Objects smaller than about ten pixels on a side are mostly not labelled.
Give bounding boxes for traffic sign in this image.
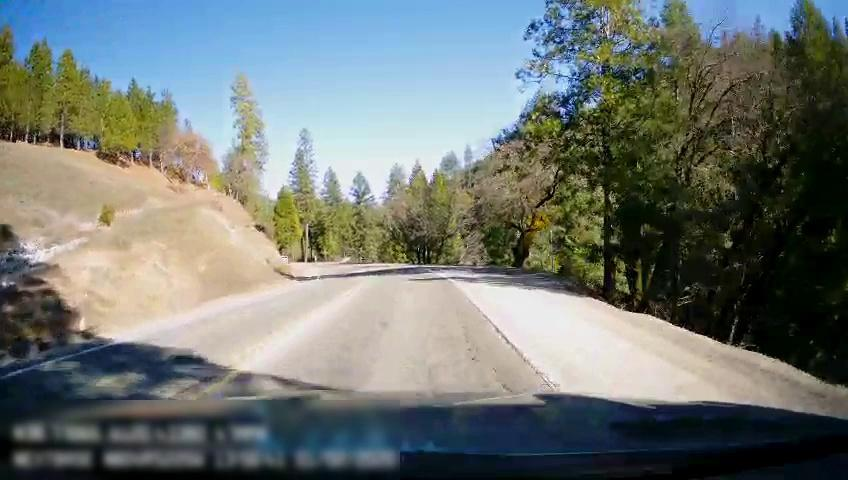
[527,211,546,232]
